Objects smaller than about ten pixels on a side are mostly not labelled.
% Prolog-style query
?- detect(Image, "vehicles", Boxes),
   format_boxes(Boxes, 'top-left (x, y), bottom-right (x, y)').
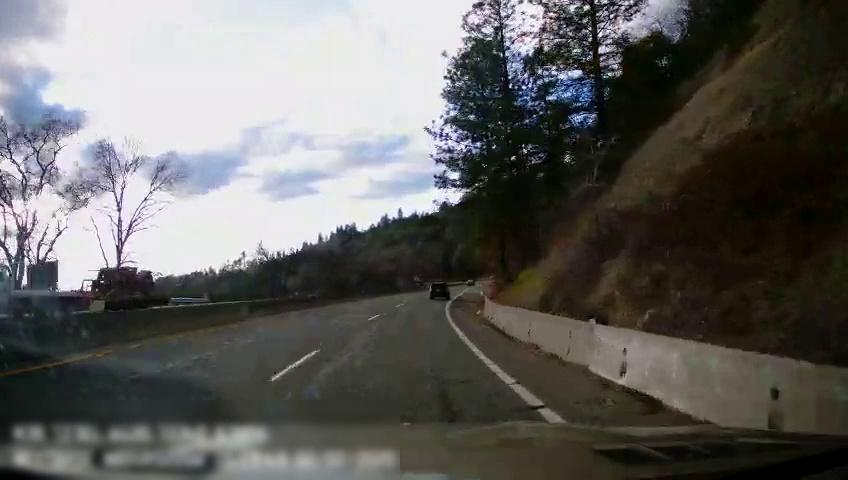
top-left (466, 279), bottom-right (476, 287)
top-left (428, 282), bottom-right (450, 301)
top-left (0, 263), bottom-right (91, 321)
